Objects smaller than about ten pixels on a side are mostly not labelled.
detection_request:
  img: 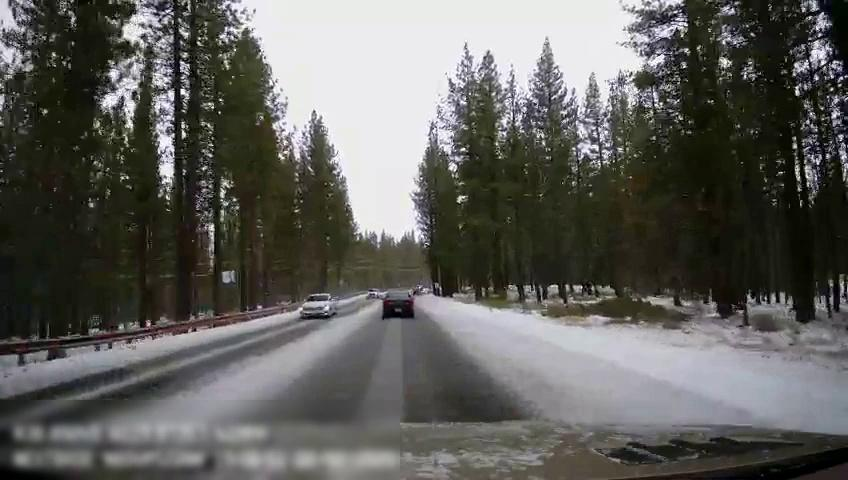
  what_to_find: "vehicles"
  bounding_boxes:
[382,291,415,319]
[298,293,337,320]
[366,288,380,299]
